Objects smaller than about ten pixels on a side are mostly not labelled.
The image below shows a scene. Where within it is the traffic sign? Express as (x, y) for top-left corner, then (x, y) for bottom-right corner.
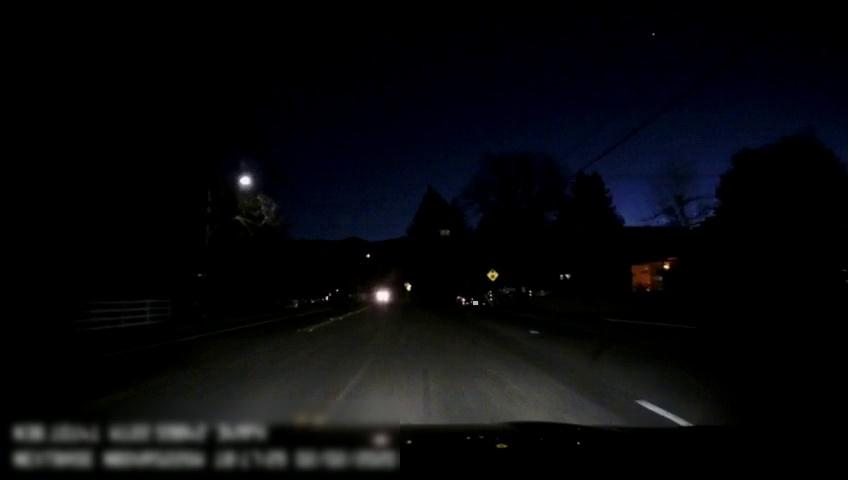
(486, 269), (499, 282)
